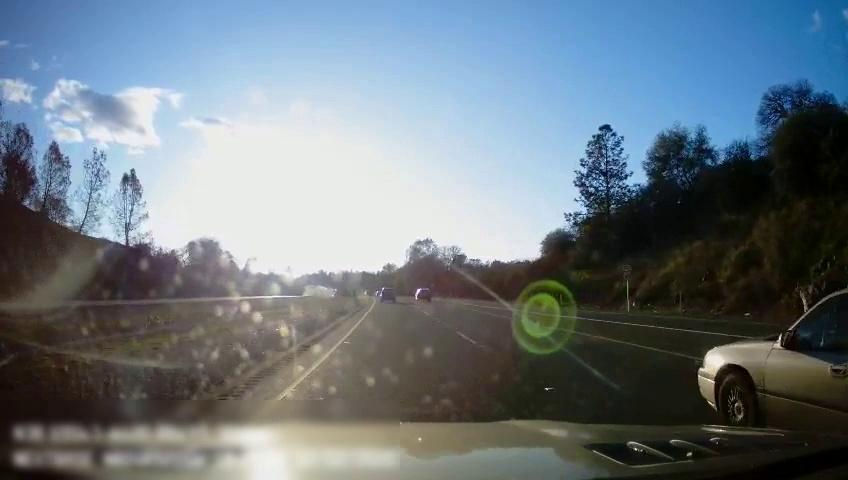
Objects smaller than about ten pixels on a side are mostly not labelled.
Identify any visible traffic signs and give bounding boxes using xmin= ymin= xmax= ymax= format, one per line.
xmin=623 ymin=264 xmax=632 ymax=281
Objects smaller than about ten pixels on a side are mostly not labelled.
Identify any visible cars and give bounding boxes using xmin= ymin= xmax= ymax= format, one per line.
xmin=696 ymin=286 xmax=848 ymax=435
xmin=381 ymin=288 xmax=396 ymax=302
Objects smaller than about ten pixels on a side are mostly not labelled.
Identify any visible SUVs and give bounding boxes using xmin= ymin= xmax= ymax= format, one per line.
xmin=417 ymin=289 xmax=432 ymax=301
